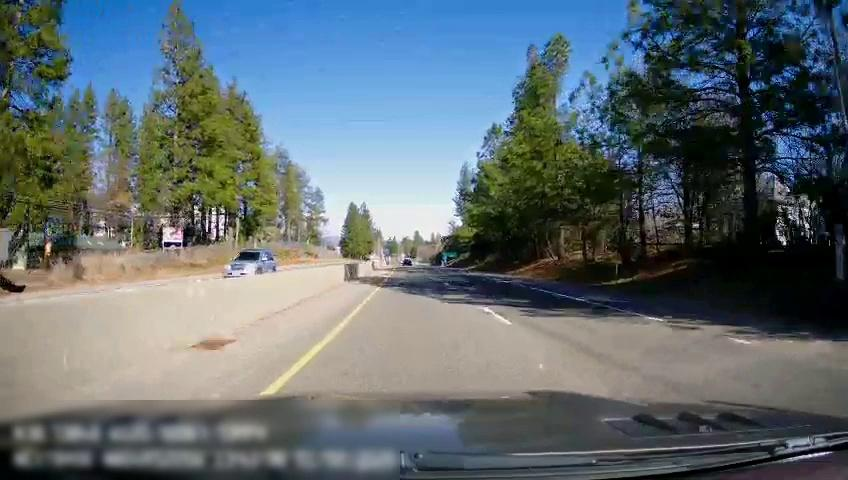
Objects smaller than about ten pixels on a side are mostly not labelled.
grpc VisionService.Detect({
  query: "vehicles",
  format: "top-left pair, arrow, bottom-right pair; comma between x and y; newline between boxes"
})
222,248 -> 278,279
402,258 -> 412,266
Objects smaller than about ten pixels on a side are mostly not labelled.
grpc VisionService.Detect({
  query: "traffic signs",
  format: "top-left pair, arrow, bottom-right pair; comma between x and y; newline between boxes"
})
441,250 -> 458,258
